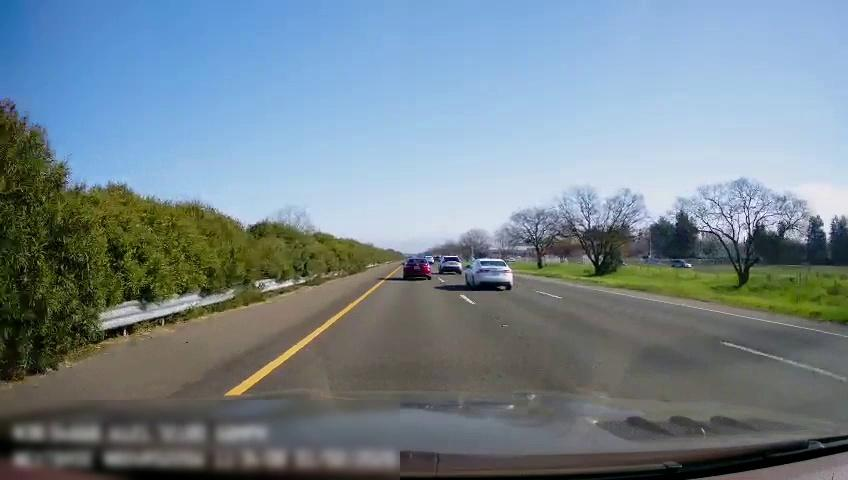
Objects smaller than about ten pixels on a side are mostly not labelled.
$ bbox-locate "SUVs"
[671,258,694,269]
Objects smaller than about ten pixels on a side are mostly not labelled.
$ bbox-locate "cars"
[464,258,515,291]
[438,257,462,274]
[399,258,432,281]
